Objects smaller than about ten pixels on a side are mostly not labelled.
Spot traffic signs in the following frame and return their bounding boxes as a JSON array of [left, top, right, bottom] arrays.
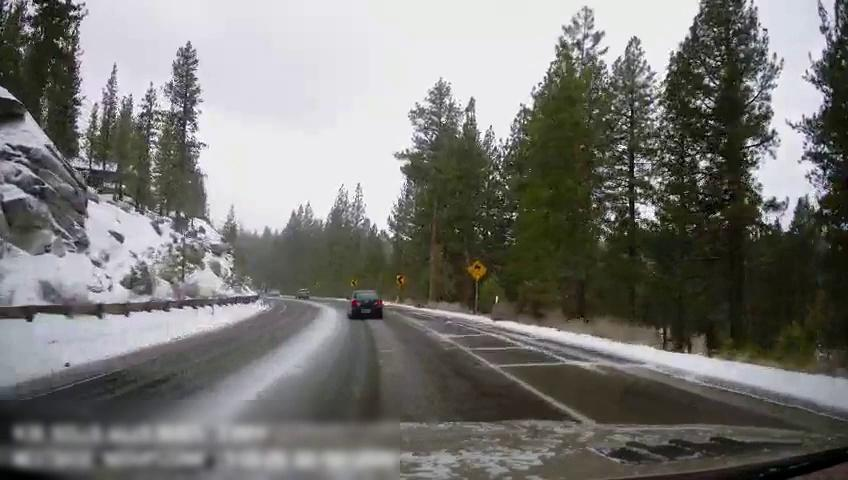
[[395, 274, 407, 288], [465, 257, 489, 281]]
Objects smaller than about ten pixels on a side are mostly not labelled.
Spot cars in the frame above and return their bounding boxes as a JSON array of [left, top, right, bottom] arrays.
[[294, 287, 310, 300], [346, 289, 384, 319]]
